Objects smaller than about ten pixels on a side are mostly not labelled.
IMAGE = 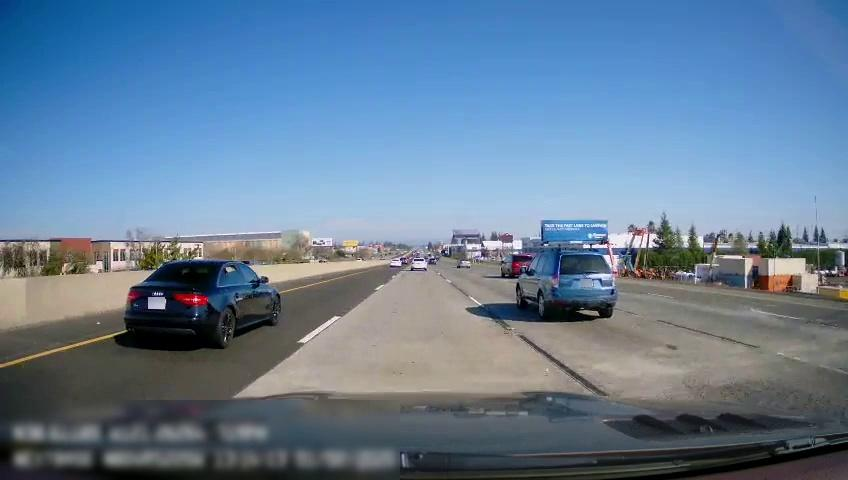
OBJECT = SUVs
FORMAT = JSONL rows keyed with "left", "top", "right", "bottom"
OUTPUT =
{"left": 514, "top": 250, "right": 618, "bottom": 321}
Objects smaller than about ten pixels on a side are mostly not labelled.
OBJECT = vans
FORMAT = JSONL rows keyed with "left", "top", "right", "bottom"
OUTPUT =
{"left": 499, "top": 253, "right": 536, "bottom": 279}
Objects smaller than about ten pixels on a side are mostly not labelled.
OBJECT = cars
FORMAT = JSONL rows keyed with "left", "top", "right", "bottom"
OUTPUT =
{"left": 457, "top": 259, "right": 471, "bottom": 269}
{"left": 389, "top": 257, "right": 403, "bottom": 268}
{"left": 122, "top": 260, "right": 282, "bottom": 350}
{"left": 410, "top": 257, "right": 428, "bottom": 272}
